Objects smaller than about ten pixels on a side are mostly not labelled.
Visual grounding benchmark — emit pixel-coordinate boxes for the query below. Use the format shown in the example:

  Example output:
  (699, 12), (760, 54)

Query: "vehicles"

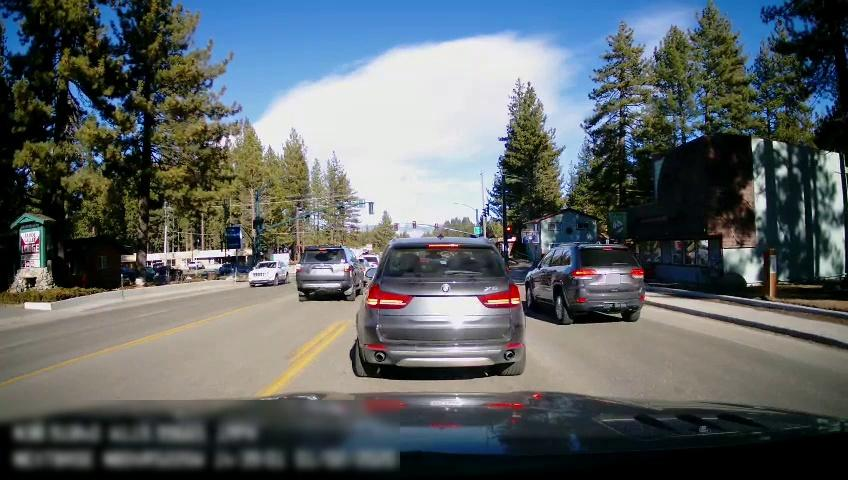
(219, 263), (247, 274)
(360, 260), (370, 286)
(360, 255), (379, 267)
(188, 259), (205, 269)
(295, 247), (363, 302)
(156, 265), (183, 277)
(248, 261), (290, 288)
(523, 241), (646, 326)
(354, 237), (525, 380)
(120, 264), (136, 279)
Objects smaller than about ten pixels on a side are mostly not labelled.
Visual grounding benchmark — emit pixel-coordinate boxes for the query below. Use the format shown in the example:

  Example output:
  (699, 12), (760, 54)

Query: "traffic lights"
(506, 226), (512, 238)
(485, 203), (491, 217)
(368, 201), (374, 214)
(339, 203), (344, 214)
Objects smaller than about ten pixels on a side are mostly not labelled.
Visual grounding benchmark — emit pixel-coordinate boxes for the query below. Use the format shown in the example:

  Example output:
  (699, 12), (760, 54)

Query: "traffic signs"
(474, 225), (484, 235)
